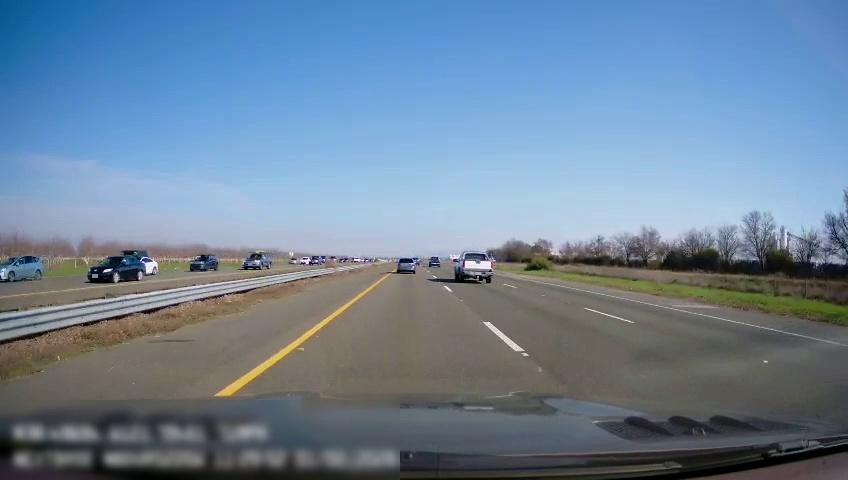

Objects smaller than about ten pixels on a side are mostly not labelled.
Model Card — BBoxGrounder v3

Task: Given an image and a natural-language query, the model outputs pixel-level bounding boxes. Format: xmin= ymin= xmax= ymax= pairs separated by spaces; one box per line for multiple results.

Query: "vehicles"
xmin=136 ymin=256 xmax=159 ymax=276
xmin=189 ymin=254 xmax=219 ymax=272
xmin=87 ymin=255 xmax=147 ymax=284
xmin=328 ymin=256 xmax=339 ymax=264
xmin=396 ymin=257 xmax=417 ymax=274
xmin=243 ymin=252 xmax=273 ymax=271
xmin=120 ymin=249 xmax=150 ymax=259
xmin=288 ymin=258 xmax=300 ymax=265
xmin=319 ymin=255 xmax=329 ymax=264
xmin=299 ymin=257 xmax=310 ymax=265
xmin=428 ymin=257 xmax=440 ymax=268
xmin=0 ymin=255 xmax=44 ymax=283
xmin=308 ymin=255 xmax=323 ymax=266
xmin=453 ymin=251 xmax=495 ymax=283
